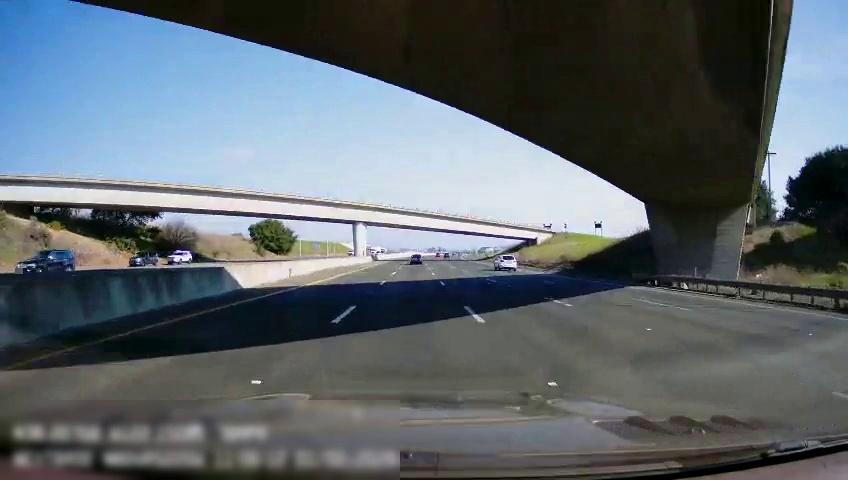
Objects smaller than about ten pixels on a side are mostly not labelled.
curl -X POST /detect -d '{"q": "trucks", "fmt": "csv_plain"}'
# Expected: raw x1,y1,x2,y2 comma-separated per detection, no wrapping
128,250,160,268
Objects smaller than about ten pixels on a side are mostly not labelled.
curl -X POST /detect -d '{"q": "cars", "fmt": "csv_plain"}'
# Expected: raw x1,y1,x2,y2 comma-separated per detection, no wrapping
410,255,422,265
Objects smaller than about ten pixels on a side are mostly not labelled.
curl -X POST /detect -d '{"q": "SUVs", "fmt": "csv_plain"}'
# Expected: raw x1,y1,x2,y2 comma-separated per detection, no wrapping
15,248,77,275
494,255,517,271
167,250,193,265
